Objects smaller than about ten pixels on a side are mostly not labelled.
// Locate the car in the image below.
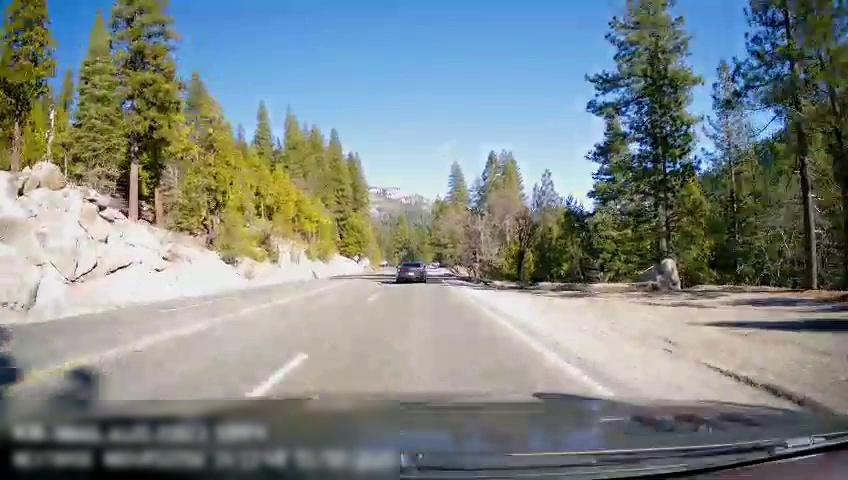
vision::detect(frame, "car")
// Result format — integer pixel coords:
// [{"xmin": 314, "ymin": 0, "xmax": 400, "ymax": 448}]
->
[{"xmin": 397, "ymin": 260, "xmax": 426, "ymax": 283}]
